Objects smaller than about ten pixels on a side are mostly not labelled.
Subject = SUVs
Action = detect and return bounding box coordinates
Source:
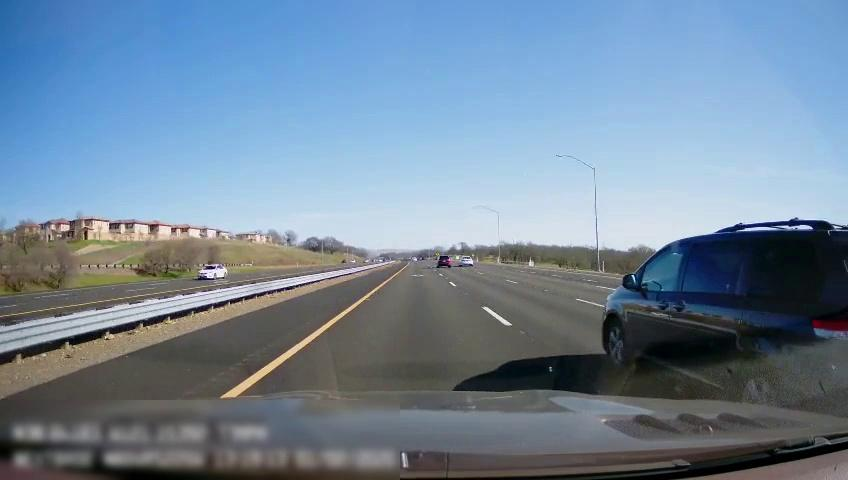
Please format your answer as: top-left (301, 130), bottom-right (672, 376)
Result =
top-left (435, 255), bottom-right (451, 269)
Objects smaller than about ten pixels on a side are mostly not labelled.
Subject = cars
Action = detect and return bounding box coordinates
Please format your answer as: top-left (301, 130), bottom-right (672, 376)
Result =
top-left (459, 255), bottom-right (473, 266)
top-left (198, 263), bottom-right (228, 281)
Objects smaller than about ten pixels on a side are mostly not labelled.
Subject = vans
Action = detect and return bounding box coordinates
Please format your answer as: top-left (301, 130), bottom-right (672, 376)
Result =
top-left (600, 229), bottom-right (848, 416)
